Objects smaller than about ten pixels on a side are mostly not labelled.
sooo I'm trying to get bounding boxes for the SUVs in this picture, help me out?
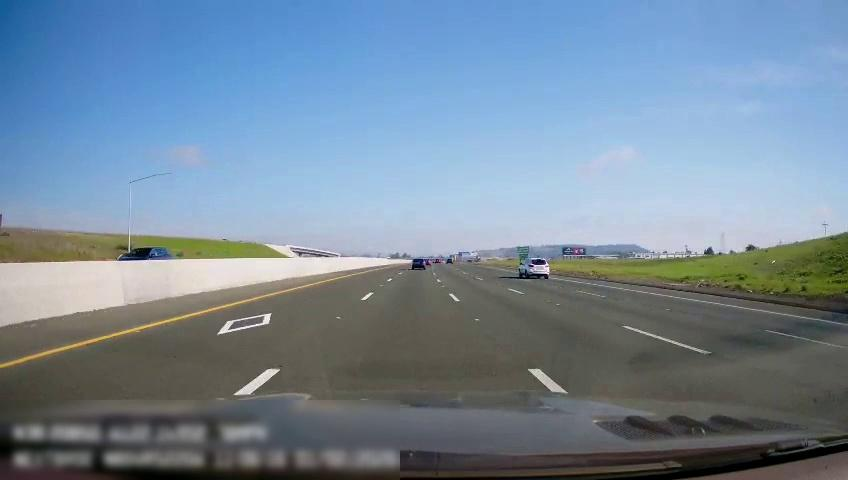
[518,258,550,279]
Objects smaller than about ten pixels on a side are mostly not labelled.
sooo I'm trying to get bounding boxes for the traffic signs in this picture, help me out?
[516,246,530,254]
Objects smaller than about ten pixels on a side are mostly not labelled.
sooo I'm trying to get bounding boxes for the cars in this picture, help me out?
[116,246,177,264]
[411,259,425,270]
